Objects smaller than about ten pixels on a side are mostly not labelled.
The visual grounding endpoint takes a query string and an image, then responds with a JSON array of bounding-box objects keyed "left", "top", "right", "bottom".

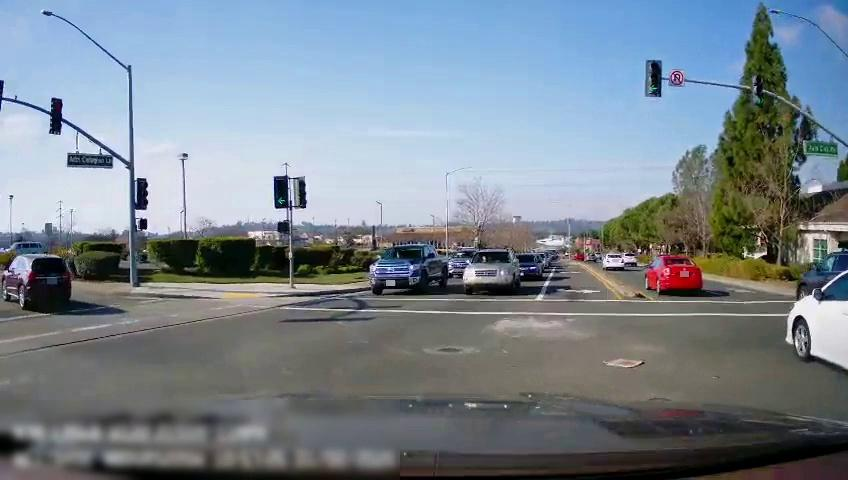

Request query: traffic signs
[
  {"left": 67, "top": 151, "right": 114, "bottom": 170},
  {"left": 803, "top": 141, "right": 839, "bottom": 157},
  {"left": 669, "top": 70, "right": 684, "bottom": 87}
]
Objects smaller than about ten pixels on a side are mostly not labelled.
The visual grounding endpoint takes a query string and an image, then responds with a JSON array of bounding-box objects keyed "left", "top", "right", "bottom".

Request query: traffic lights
[
  {"left": 0, "top": 81, "right": 5, "bottom": 104},
  {"left": 751, "top": 70, "right": 768, "bottom": 106},
  {"left": 645, "top": 57, "right": 662, "bottom": 97},
  {"left": 291, "top": 174, "right": 307, "bottom": 209},
  {"left": 135, "top": 176, "right": 148, "bottom": 210},
  {"left": 48, "top": 94, "right": 65, "bottom": 137},
  {"left": 274, "top": 175, "right": 291, "bottom": 209}
]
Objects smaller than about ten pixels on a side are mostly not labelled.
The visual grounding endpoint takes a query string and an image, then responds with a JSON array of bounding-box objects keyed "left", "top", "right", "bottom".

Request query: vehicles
[
  {"left": 783, "top": 268, "right": 848, "bottom": 372},
  {"left": 449, "top": 246, "right": 474, "bottom": 276},
  {"left": 624, "top": 252, "right": 638, "bottom": 267},
  {"left": 369, "top": 243, "right": 450, "bottom": 297},
  {"left": 602, "top": 253, "right": 626, "bottom": 272},
  {"left": 461, "top": 248, "right": 522, "bottom": 295},
  {"left": 516, "top": 251, "right": 545, "bottom": 282},
  {"left": 796, "top": 251, "right": 848, "bottom": 301},
  {"left": 0, "top": 254, "right": 73, "bottom": 310},
  {"left": 585, "top": 253, "right": 599, "bottom": 263},
  {"left": 643, "top": 254, "right": 704, "bottom": 294}
]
